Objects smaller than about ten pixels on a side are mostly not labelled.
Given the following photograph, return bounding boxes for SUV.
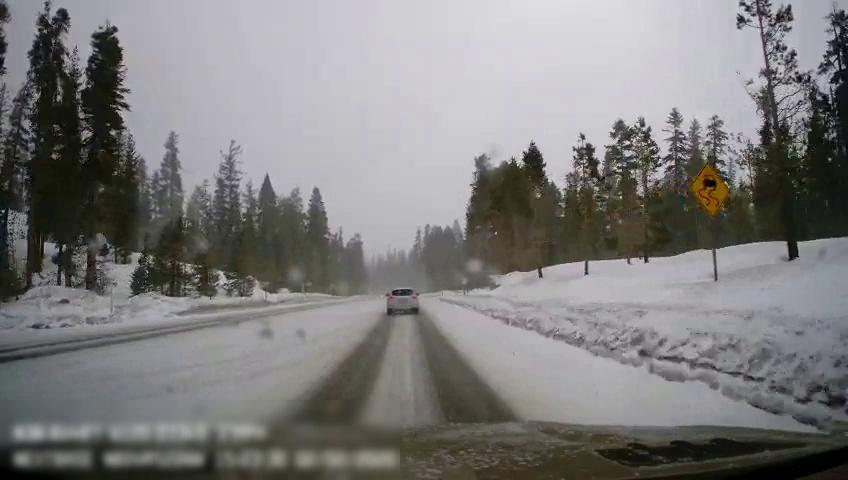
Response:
[385,288,420,315]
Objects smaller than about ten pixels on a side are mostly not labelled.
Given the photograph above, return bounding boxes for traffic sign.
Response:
[685,162,729,218]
